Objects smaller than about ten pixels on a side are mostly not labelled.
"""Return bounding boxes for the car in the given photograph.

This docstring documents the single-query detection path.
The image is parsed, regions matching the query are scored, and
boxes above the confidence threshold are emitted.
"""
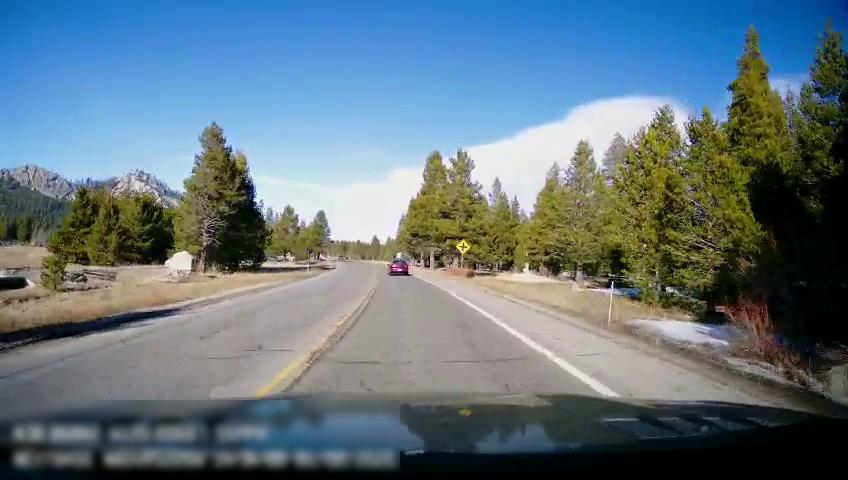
[388,258,409,277]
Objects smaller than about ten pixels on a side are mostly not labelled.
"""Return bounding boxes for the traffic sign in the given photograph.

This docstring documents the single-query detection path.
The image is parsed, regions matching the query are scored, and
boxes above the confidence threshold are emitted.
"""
[454,238,471,254]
